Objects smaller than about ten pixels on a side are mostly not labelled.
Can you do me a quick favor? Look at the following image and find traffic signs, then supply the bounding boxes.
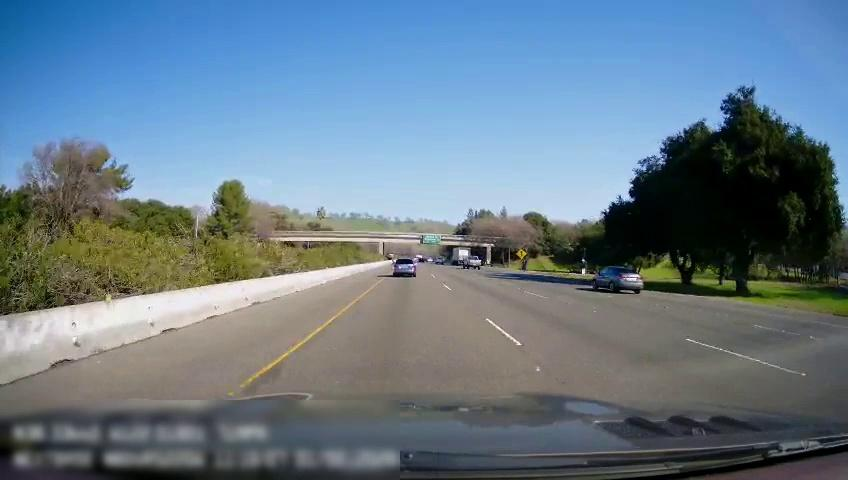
[515,248,528,260]
[421,233,441,245]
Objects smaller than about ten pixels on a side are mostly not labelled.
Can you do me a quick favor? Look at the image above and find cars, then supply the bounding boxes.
[590,264,644,295]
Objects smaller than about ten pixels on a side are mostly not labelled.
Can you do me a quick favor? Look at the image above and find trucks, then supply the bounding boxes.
[451,247,471,265]
[462,256,481,270]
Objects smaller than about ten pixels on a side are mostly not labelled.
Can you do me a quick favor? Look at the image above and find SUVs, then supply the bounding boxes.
[392,258,417,278]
